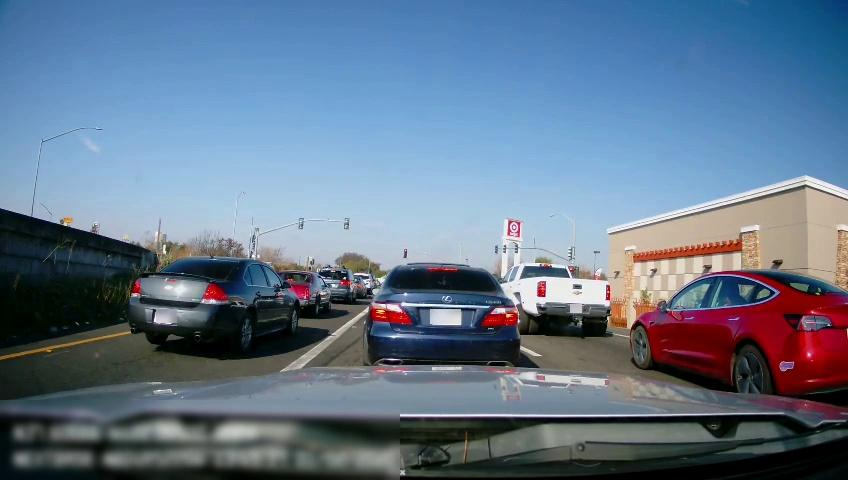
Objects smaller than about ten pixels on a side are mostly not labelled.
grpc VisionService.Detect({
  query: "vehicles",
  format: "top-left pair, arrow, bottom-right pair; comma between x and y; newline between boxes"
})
361,262 -> 523,369
352,275 -> 369,300
496,262 -> 613,336
316,264 -> 359,305
628,267 -> 848,397
369,273 -> 378,289
126,255 -> 301,356
274,269 -> 334,317
352,272 -> 374,295
373,273 -> 390,287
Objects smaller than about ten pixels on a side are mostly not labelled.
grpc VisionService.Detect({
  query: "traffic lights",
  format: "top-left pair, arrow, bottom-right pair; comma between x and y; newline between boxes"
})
343,217 -> 351,231
403,248 -> 408,259
514,242 -> 520,254
573,265 -> 581,280
298,217 -> 305,230
494,244 -> 499,255
567,246 -> 574,261
567,265 -> 578,280
502,244 -> 508,255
